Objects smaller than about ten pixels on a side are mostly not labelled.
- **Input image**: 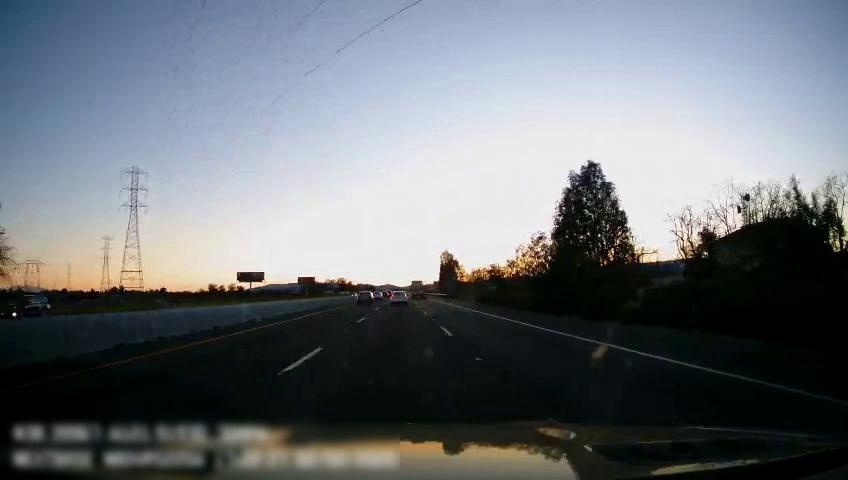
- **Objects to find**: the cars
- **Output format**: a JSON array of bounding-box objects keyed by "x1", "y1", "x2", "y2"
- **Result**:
[
  {"x1": 356, "y1": 291, "x2": 375, "y2": 306},
  {"x1": 389, "y1": 289, "x2": 409, "y2": 306},
  {"x1": 372, "y1": 291, "x2": 383, "y2": 300}
]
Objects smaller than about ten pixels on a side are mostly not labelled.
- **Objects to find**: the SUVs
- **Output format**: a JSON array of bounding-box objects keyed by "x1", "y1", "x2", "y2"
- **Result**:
[{"x1": 0, "y1": 293, "x2": 52, "y2": 321}]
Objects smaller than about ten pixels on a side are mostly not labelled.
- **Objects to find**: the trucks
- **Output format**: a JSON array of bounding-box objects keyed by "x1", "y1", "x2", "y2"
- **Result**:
[{"x1": 410, "y1": 279, "x2": 425, "y2": 300}]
